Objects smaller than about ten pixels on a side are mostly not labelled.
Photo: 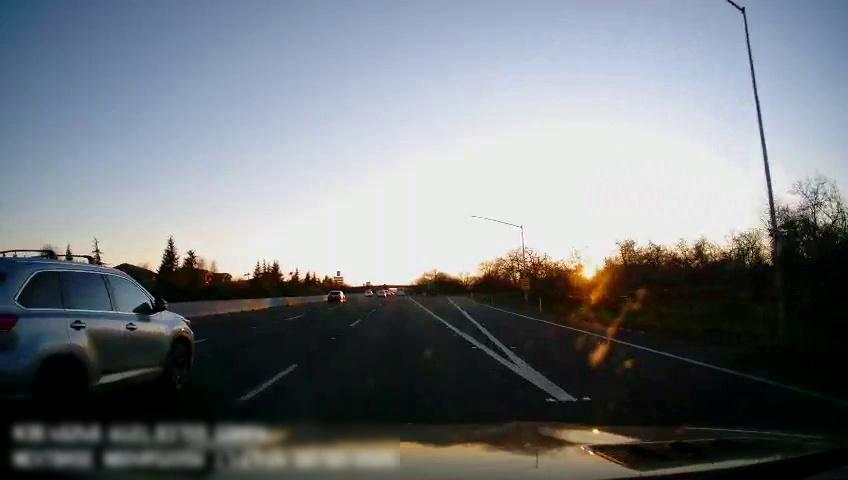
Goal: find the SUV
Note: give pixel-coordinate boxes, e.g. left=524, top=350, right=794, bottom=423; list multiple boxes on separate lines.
left=0, top=248, right=198, bottom=429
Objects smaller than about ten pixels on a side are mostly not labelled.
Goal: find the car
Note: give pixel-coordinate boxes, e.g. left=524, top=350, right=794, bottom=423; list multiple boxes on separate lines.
left=327, top=290, right=346, bottom=304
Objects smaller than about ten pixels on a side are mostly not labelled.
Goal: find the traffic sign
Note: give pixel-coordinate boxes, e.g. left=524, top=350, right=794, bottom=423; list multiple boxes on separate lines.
left=521, top=277, right=530, bottom=289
